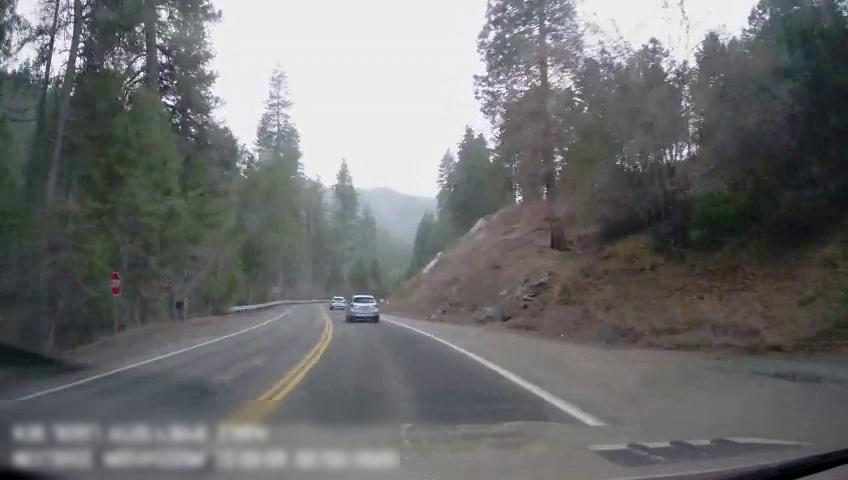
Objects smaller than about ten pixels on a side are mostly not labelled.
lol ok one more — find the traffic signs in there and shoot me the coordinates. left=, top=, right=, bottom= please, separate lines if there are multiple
left=109, top=272, right=122, bottom=296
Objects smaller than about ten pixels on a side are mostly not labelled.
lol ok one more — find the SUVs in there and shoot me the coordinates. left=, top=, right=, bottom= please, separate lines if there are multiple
left=345, top=295, right=379, bottom=323
left=329, top=296, right=346, bottom=310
